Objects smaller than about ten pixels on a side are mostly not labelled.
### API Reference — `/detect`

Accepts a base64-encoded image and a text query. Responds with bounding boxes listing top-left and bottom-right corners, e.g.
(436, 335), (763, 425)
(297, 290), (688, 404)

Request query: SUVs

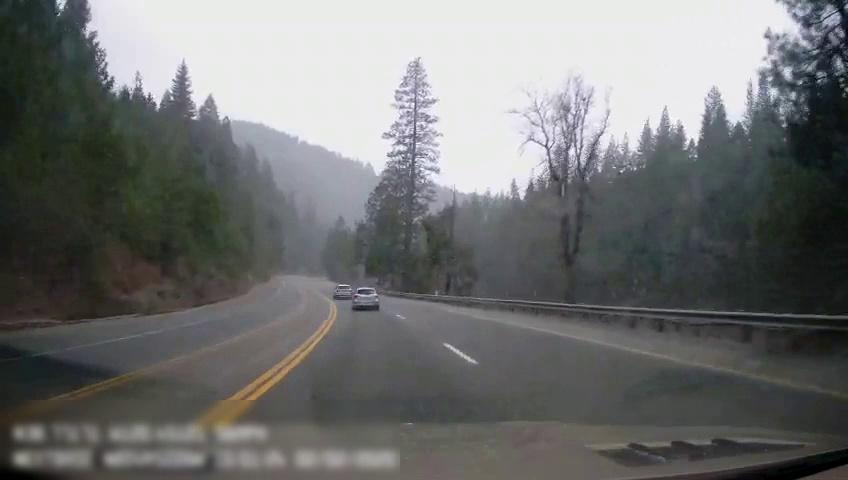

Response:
(352, 287), (379, 310)
(333, 284), (353, 299)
